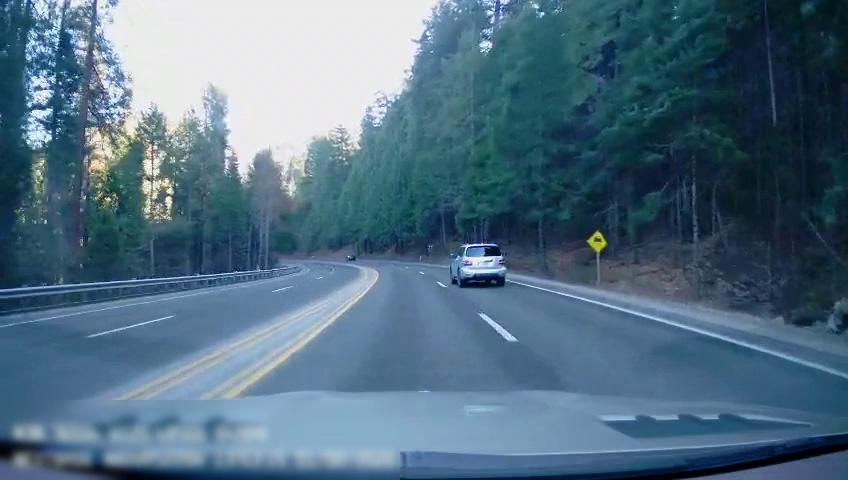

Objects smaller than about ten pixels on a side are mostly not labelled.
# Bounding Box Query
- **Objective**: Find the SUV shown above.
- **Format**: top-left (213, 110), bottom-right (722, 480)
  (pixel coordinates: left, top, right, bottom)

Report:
top-left (448, 243), bottom-right (507, 289)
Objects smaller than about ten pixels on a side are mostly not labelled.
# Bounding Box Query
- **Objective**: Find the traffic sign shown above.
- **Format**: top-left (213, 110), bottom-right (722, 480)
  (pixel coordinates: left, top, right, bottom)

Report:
top-left (586, 229), bottom-right (608, 253)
